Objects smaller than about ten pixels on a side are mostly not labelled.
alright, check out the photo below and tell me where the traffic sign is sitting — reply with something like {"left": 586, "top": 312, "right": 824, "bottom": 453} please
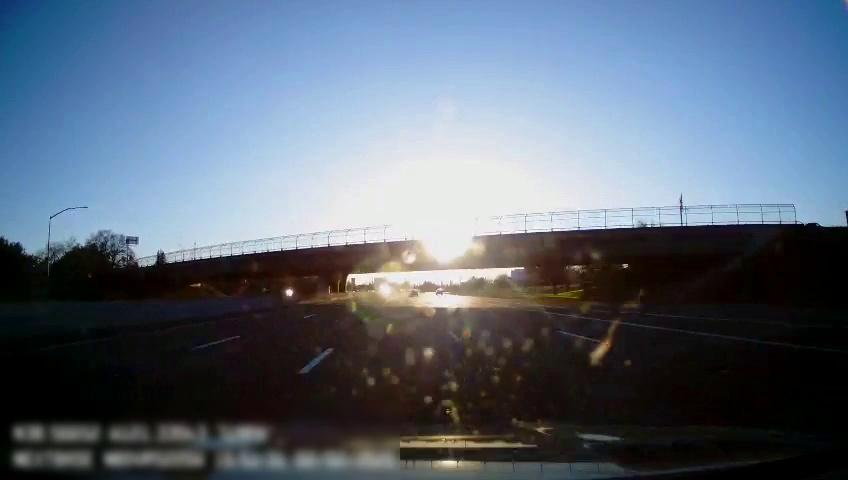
{"left": 374, "top": 277, "right": 385, "bottom": 284}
